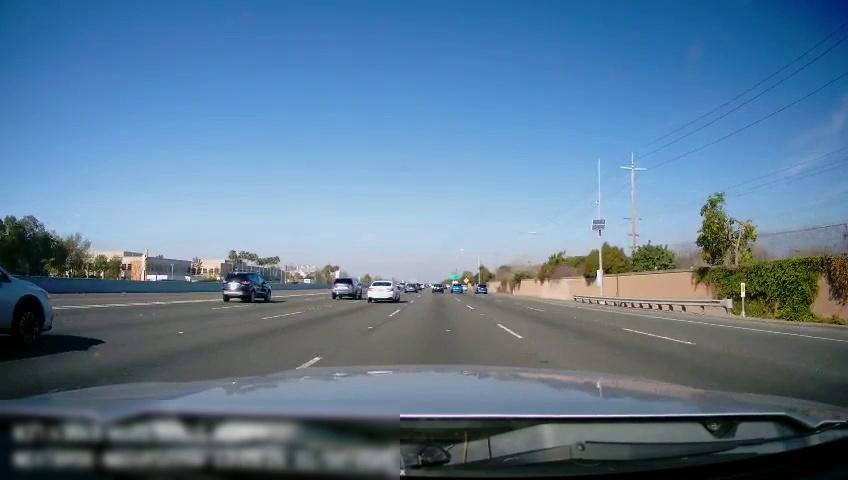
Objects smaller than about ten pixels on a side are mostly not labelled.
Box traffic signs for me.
[447,273,463,280]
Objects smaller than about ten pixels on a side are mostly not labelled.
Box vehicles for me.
[450,283,463,294]
[331,277,364,300]
[474,284,488,295]
[404,283,419,294]
[221,271,273,304]
[367,280,402,304]
[432,284,444,294]
[0,265,55,350]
